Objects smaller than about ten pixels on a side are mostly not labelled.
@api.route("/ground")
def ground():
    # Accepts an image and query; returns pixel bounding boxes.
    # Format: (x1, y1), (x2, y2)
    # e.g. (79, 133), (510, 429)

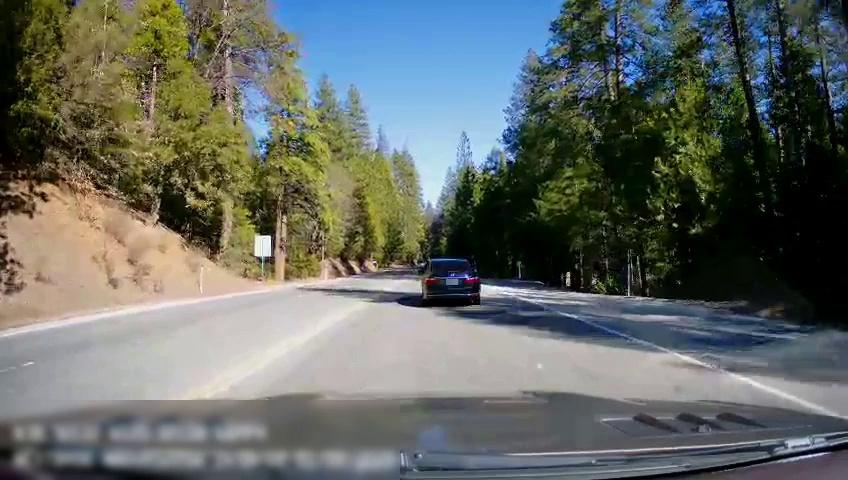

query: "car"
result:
(420, 257), (481, 305)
